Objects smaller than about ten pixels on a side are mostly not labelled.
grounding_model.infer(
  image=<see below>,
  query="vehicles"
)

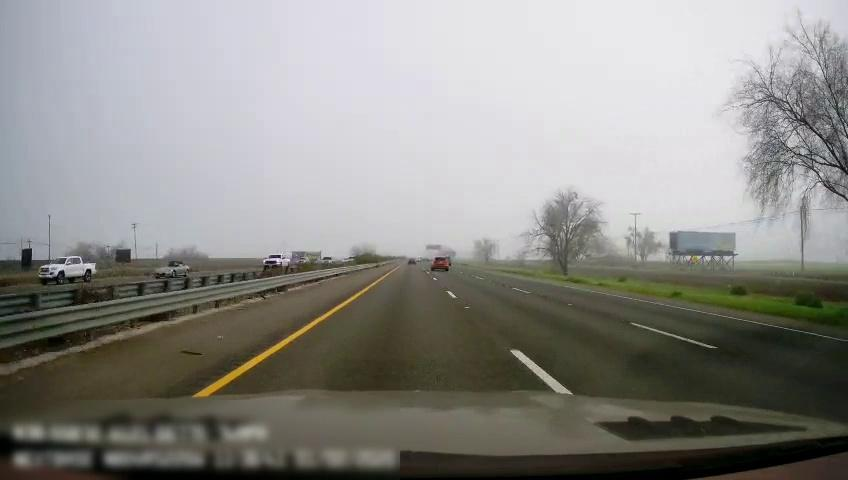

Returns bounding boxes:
[37,255,97,286]
[430,256,449,272]
[152,260,190,280]
[321,256,336,264]
[262,254,290,270]
[295,256,312,265]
